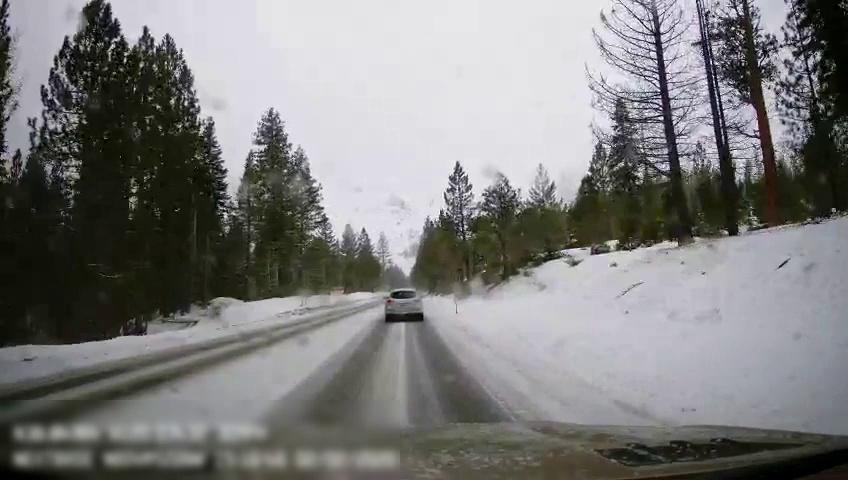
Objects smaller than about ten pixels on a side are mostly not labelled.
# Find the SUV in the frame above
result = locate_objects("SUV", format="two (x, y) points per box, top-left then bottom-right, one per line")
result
(384, 288), (424, 323)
